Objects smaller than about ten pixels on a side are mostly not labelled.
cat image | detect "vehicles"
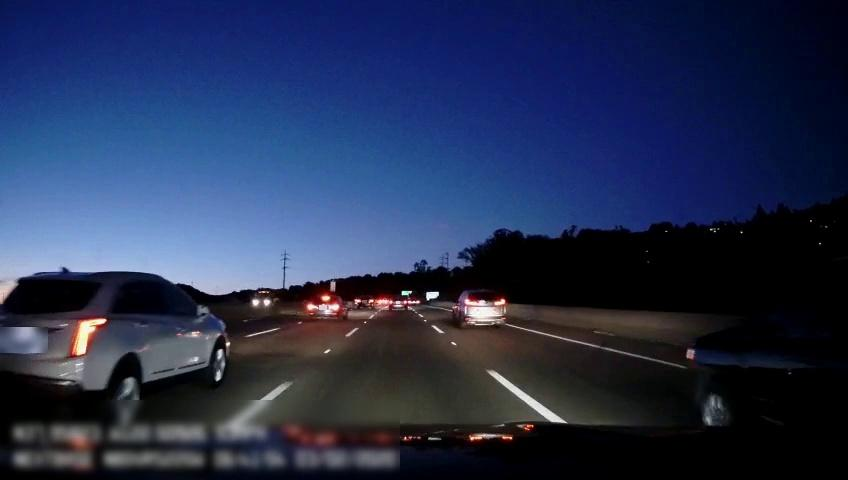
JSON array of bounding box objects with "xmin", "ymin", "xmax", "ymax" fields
[
  {"xmin": 407, "ymin": 293, "xmax": 421, "ymax": 306},
  {"xmin": 685, "ymin": 278, "xmax": 848, "ymax": 435},
  {"xmin": 0, "ymin": 270, "xmax": 232, "ymax": 438},
  {"xmin": 356, "ymin": 293, "xmax": 375, "ymax": 310},
  {"xmin": 388, "ymin": 294, "xmax": 410, "ymax": 312},
  {"xmin": 250, "ymin": 291, "xmax": 280, "ymax": 313},
  {"xmin": 306, "ymin": 294, "xmax": 350, "ymax": 323},
  {"xmin": 452, "ymin": 288, "xmax": 507, "ymax": 330}
]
